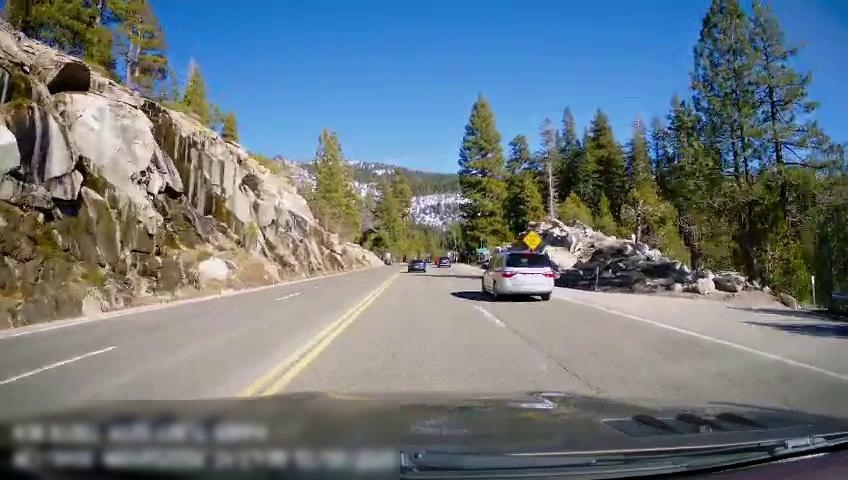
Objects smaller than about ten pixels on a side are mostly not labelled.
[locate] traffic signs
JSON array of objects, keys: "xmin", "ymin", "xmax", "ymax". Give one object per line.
[
  {"xmin": 522, "ymin": 229, "xmax": 541, "ymax": 249},
  {"xmin": 476, "ymin": 247, "xmax": 490, "ymax": 256}
]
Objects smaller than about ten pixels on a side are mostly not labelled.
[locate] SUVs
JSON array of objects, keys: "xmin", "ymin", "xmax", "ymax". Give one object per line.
[{"xmin": 437, "ymin": 256, "xmax": 451, "ymax": 268}]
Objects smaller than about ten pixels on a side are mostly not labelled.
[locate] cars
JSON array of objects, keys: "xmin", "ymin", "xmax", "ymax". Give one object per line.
[{"xmin": 407, "ymin": 259, "xmax": 427, "ymax": 273}]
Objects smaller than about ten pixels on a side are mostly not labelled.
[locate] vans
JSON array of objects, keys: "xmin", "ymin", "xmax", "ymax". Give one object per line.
[{"xmin": 479, "ymin": 249, "xmax": 556, "ymax": 302}]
